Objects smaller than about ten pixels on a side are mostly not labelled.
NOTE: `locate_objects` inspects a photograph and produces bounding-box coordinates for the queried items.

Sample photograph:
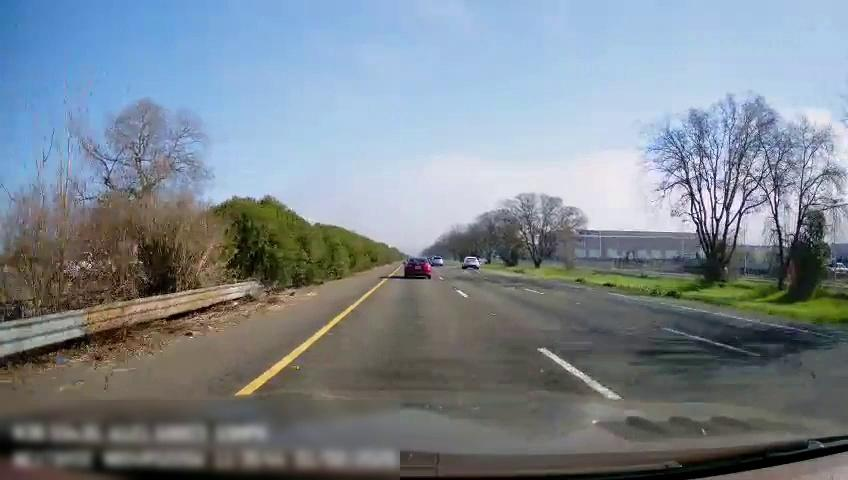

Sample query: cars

[402,256,433,281]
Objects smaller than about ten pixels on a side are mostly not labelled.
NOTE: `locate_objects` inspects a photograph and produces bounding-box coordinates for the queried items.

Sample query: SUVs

[431,256,443,266]
[461,255,481,271]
